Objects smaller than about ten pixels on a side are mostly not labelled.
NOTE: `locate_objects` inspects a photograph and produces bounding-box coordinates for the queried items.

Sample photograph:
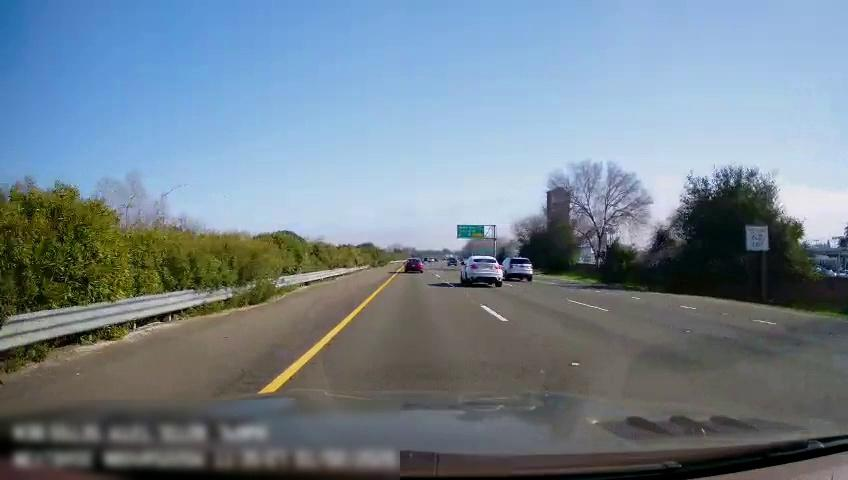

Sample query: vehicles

[403,258,423,274]
[447,257,457,266]
[460,256,503,288]
[500,257,533,282]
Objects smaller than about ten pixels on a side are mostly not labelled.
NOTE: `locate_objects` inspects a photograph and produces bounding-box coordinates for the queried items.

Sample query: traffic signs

[456,224,485,239]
